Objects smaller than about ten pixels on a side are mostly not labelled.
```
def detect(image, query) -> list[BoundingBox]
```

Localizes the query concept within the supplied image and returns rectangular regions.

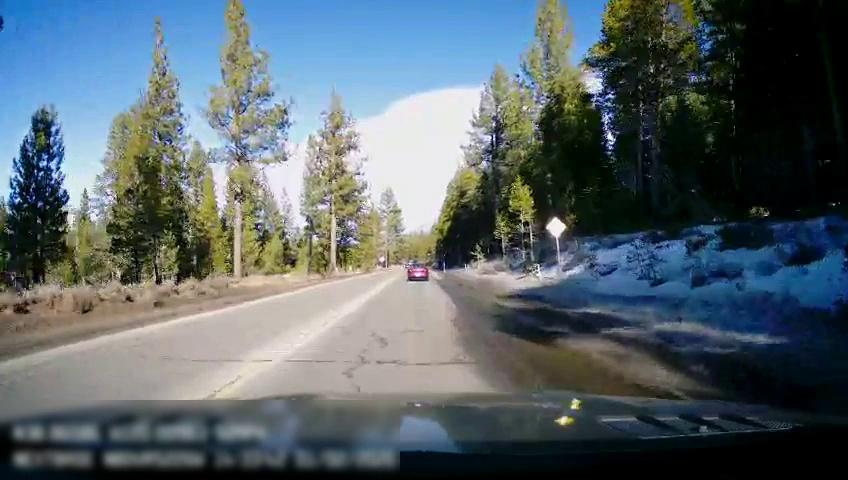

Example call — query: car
[406,260,430,282]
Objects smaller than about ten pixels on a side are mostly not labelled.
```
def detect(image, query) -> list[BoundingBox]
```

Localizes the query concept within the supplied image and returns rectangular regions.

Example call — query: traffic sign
[544,216,567,237]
